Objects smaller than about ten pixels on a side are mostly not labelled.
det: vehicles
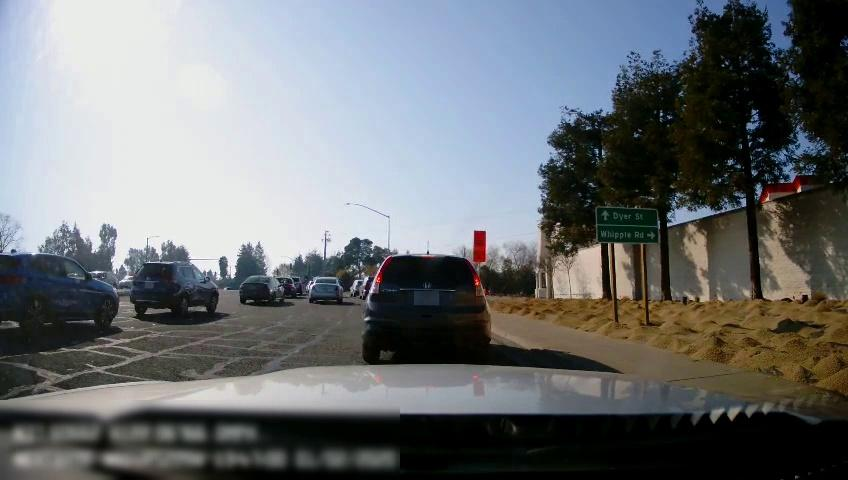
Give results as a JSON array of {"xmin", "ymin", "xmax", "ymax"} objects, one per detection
[
  {"xmin": 350, "ymin": 279, "xmax": 364, "ymax": 297},
  {"xmin": 357, "ymin": 276, "xmax": 376, "ymax": 300},
  {"xmin": 277, "ymin": 276, "xmax": 297, "ymax": 299},
  {"xmin": 363, "ymin": 255, "xmax": 490, "ymax": 363},
  {"xmin": 0, "ymin": 254, "xmax": 120, "ymax": 334},
  {"xmin": 130, "ymin": 262, "xmax": 219, "ymax": 321},
  {"xmin": 239, "ymin": 274, "xmax": 287, "ymax": 305},
  {"xmin": 118, "ymin": 276, "xmax": 134, "ymax": 289},
  {"xmin": 89, "ymin": 271, "xmax": 106, "ymax": 282},
  {"xmin": 307, "ymin": 275, "xmax": 345, "ymax": 304},
  {"xmin": 289, "ymin": 276, "xmax": 304, "ymax": 296}
]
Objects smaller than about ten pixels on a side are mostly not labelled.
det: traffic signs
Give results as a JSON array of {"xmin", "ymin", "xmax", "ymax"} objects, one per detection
[
  {"xmin": 471, "ymin": 230, "xmax": 487, "ymax": 263},
  {"xmin": 595, "ymin": 207, "xmax": 660, "ymax": 245}
]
